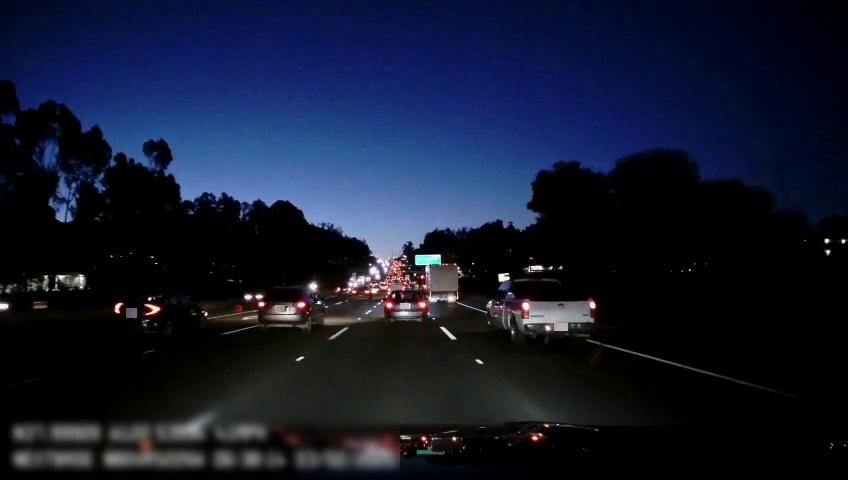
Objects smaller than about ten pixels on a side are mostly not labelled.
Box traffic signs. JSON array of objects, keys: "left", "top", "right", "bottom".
[
  {"left": 415, "top": 254, "right": 441, "bottom": 266},
  {"left": 498, "top": 273, "right": 510, "bottom": 282}
]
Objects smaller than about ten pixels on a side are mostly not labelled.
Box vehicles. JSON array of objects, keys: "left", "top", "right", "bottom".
[
  {"left": 351, "top": 286, "right": 373, "bottom": 302},
  {"left": 368, "top": 285, "right": 381, "bottom": 296},
  {"left": 243, "top": 290, "right": 266, "bottom": 302},
  {"left": 485, "top": 279, "right": 596, "bottom": 352},
  {"left": 113, "top": 294, "right": 209, "bottom": 338},
  {"left": 425, "top": 263, "right": 459, "bottom": 308},
  {"left": 0, "top": 293, "right": 48, "bottom": 312},
  {"left": 258, "top": 286, "right": 325, "bottom": 334},
  {"left": 337, "top": 285, "right": 354, "bottom": 296},
  {"left": 387, "top": 283, "right": 405, "bottom": 298},
  {"left": 382, "top": 290, "right": 429, "bottom": 324}
]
